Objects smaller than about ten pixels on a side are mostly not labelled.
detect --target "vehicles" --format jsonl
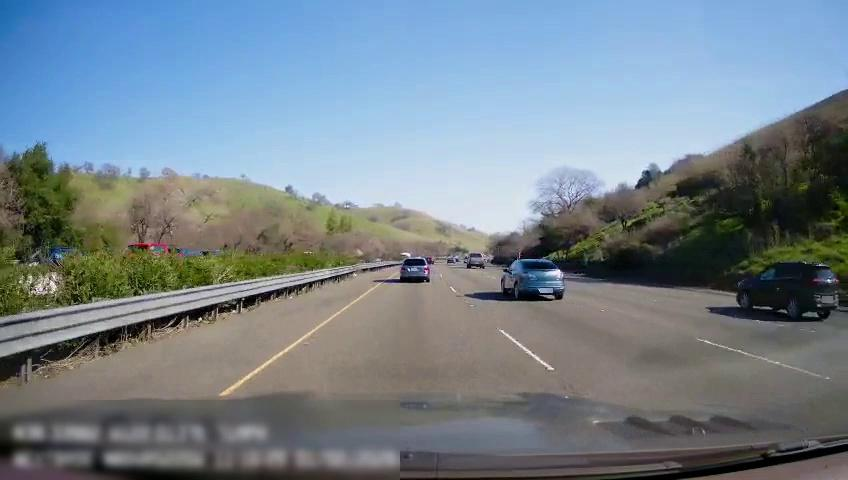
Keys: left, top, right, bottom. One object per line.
{"left": 19, "top": 247, "right": 84, "bottom": 270}
{"left": 465, "top": 253, "right": 486, "bottom": 270}
{"left": 400, "top": 257, "right": 430, "bottom": 282}
{"left": 735, "top": 260, "right": 840, "bottom": 321}
{"left": 125, "top": 242, "right": 184, "bottom": 257}
{"left": 500, "top": 258, "right": 565, "bottom": 302}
